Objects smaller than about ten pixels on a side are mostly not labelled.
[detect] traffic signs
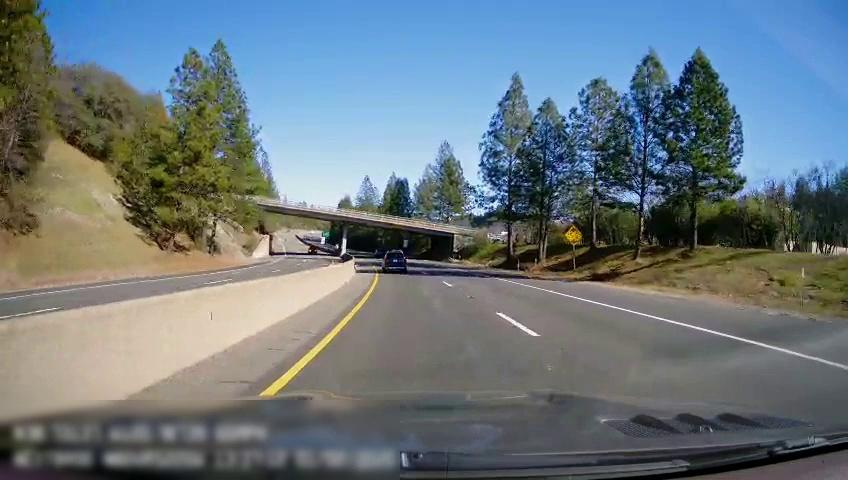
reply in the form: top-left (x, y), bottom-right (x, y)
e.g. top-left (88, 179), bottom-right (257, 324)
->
top-left (564, 224), bottom-right (583, 245)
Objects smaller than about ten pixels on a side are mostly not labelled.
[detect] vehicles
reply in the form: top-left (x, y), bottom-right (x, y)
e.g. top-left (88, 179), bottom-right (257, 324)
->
top-left (308, 245), bottom-right (321, 255)
top-left (383, 250), bottom-right (408, 271)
